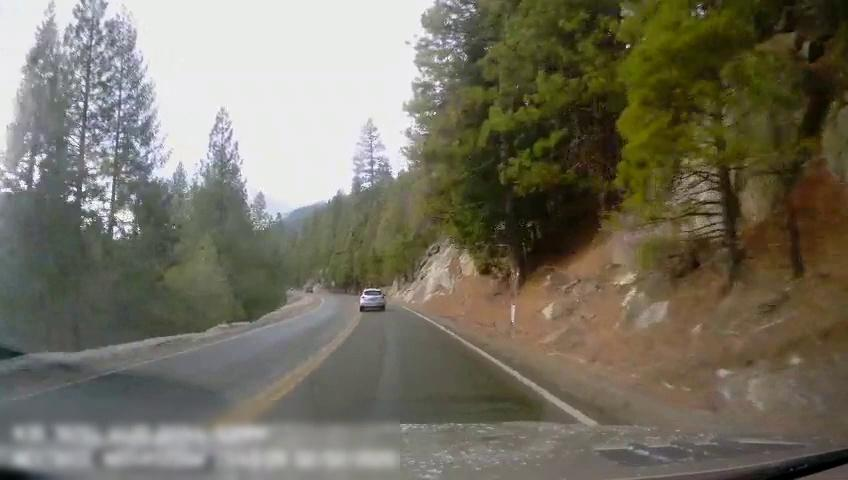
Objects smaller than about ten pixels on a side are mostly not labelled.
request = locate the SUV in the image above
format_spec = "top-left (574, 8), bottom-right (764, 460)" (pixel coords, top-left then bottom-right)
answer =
top-left (359, 288), bottom-right (388, 312)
